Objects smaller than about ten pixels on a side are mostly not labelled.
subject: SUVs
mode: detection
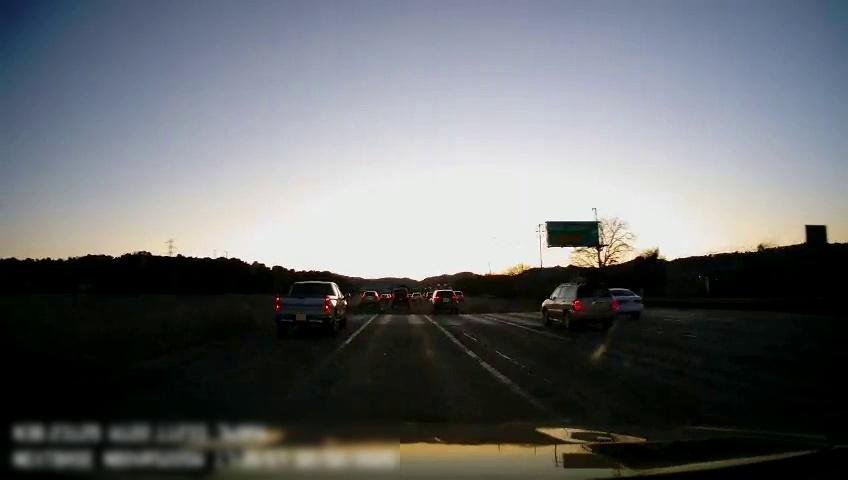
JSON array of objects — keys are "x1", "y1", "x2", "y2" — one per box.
[
  {"x1": 360, "y1": 291, "x2": 380, "y2": 307},
  {"x1": 431, "y1": 289, "x2": 459, "y2": 313},
  {"x1": 540, "y1": 281, "x2": 617, "y2": 332}
]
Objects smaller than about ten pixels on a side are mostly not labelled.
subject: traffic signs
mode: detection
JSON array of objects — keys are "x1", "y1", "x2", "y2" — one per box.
[{"x1": 545, "y1": 220, "x2": 599, "y2": 247}]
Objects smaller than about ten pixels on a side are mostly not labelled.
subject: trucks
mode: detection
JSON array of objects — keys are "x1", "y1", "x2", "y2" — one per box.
[{"x1": 275, "y1": 280, "x2": 353, "y2": 333}]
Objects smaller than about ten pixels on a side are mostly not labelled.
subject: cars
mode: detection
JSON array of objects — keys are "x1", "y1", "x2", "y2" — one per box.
[
  {"x1": 453, "y1": 290, "x2": 465, "y2": 303},
  {"x1": 380, "y1": 293, "x2": 391, "y2": 301},
  {"x1": 608, "y1": 287, "x2": 643, "y2": 321},
  {"x1": 391, "y1": 288, "x2": 409, "y2": 305},
  {"x1": 411, "y1": 292, "x2": 423, "y2": 302}
]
